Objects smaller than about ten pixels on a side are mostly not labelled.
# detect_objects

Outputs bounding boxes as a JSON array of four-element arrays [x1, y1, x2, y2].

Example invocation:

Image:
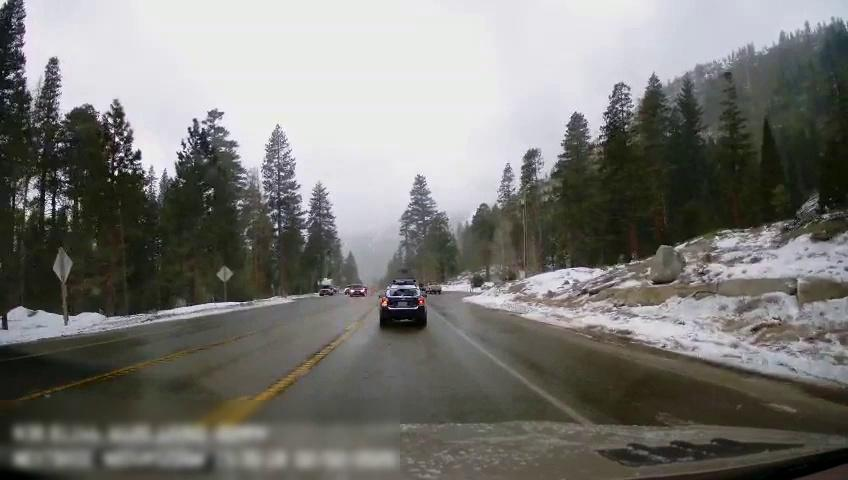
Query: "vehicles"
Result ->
[[377, 279, 427, 327], [319, 277, 334, 297], [344, 284, 354, 296], [349, 283, 366, 298], [424, 282, 442, 295]]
